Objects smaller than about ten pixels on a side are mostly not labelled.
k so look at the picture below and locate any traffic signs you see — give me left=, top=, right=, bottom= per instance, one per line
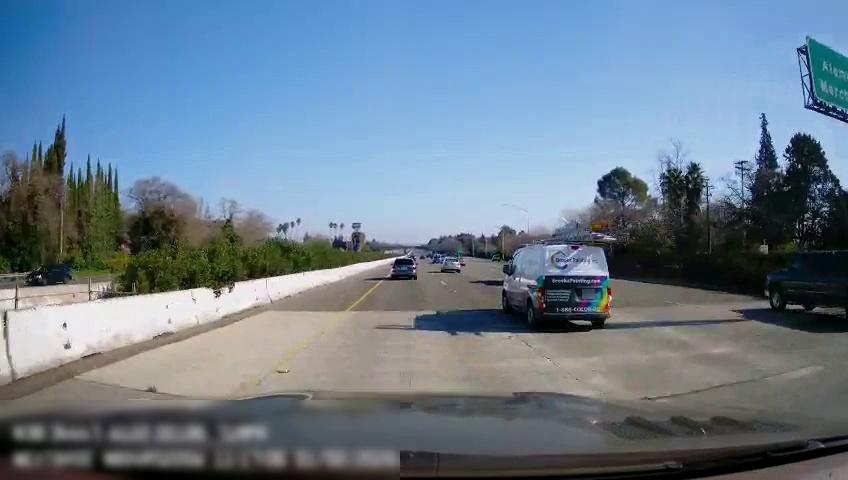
left=806, top=36, right=848, bottom=113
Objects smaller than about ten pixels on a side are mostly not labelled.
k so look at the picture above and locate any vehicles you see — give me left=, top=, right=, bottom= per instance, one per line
left=25, top=264, right=74, bottom=288
left=766, top=250, right=848, bottom=313
left=502, top=243, right=615, bottom=329
left=432, top=255, right=443, bottom=264
left=441, top=256, right=461, bottom=273
left=389, top=257, right=417, bottom=281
